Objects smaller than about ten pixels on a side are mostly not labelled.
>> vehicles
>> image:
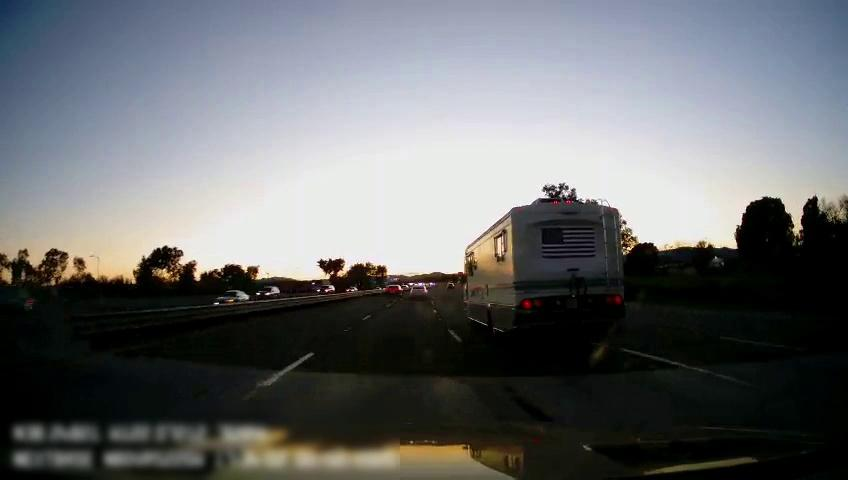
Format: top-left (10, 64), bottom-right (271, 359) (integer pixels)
top-left (409, 284), bottom-right (429, 300)
top-left (256, 287), bottom-right (281, 300)
top-left (317, 285), bottom-right (336, 295)
top-left (385, 285), bottom-right (403, 296)
top-left (460, 197), bottom-right (626, 346)
top-left (0, 288), bottom-right (33, 319)
top-left (215, 290), bottom-right (250, 305)
top-left (346, 287), bottom-right (358, 293)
